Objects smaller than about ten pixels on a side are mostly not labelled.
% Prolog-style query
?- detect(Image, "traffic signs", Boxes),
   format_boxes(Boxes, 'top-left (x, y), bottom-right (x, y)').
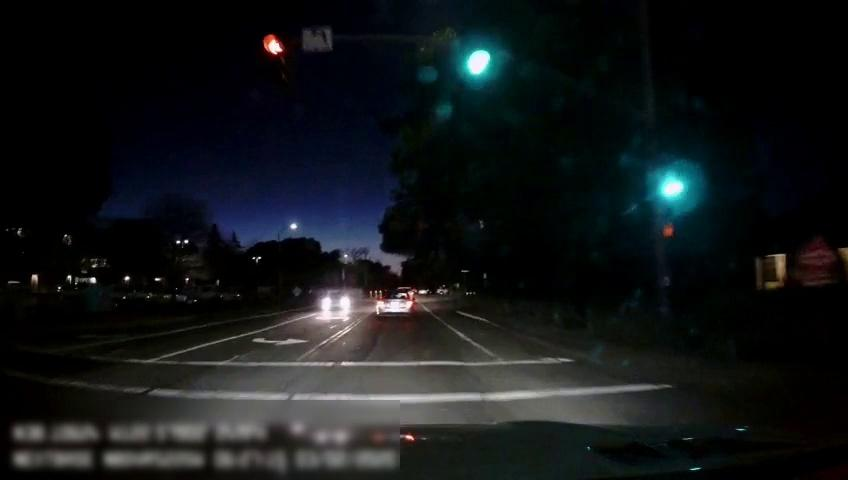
top-left (303, 27), bottom-right (331, 51)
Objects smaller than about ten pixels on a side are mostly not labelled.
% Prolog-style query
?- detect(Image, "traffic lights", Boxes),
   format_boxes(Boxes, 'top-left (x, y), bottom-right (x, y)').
top-left (663, 164), bottom-right (678, 200)
top-left (468, 35), bottom-right (490, 82)
top-left (261, 32), bottom-right (284, 83)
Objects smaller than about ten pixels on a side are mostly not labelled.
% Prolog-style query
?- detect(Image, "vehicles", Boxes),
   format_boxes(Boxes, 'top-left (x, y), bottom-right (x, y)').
top-left (436, 286), bottom-right (448, 297)
top-left (322, 288), bottom-right (360, 312)
top-left (377, 290), bottom-right (411, 317)
top-left (398, 286), bottom-right (415, 303)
